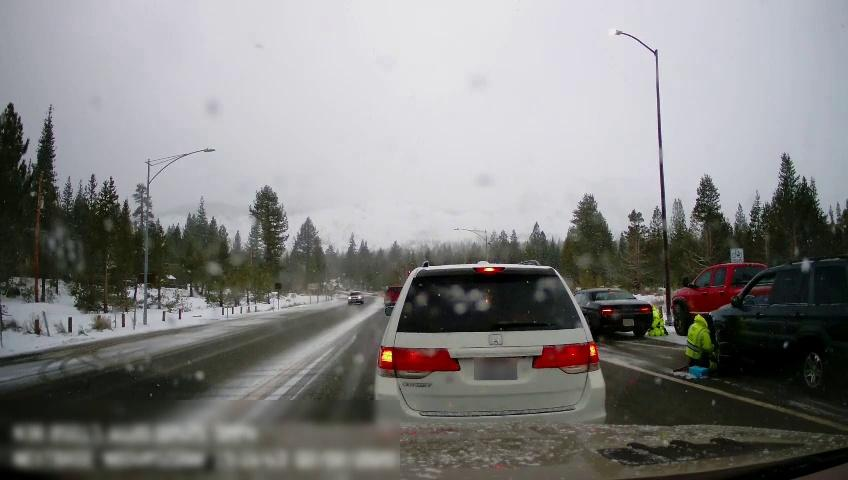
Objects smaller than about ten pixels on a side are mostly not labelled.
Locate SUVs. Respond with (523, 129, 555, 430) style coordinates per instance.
(347, 290, 365, 305)
(701, 256, 848, 391)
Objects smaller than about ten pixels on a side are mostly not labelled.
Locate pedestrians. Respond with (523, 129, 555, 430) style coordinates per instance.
(648, 304, 669, 338)
(686, 311, 721, 368)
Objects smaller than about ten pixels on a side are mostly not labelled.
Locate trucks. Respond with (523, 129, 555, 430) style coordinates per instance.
(383, 284, 403, 307)
(671, 263, 769, 336)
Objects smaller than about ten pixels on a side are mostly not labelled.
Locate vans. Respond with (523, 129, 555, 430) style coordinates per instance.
(373, 260, 606, 425)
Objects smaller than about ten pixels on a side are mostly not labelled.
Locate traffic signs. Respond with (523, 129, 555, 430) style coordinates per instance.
(730, 247, 744, 262)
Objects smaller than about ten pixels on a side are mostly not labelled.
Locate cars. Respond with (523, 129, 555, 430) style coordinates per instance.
(573, 287, 654, 336)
